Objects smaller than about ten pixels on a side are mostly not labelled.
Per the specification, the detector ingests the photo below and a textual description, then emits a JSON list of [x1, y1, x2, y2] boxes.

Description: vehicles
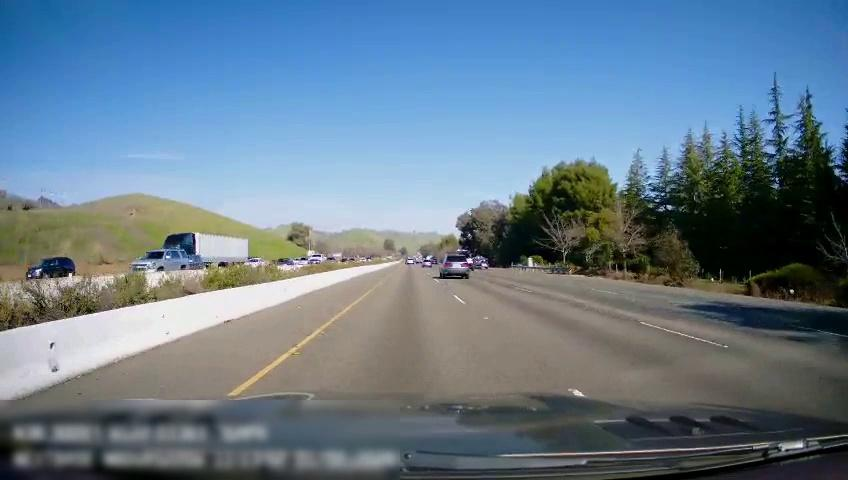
[[325, 257, 338, 263], [455, 248, 475, 272], [162, 232, 249, 269], [127, 248, 204, 273], [242, 257, 267, 268], [471, 255, 489, 270], [23, 256, 76, 281], [440, 254, 470, 279], [307, 254, 328, 265], [276, 257, 295, 266], [291, 257, 310, 266], [422, 258, 433, 268]]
